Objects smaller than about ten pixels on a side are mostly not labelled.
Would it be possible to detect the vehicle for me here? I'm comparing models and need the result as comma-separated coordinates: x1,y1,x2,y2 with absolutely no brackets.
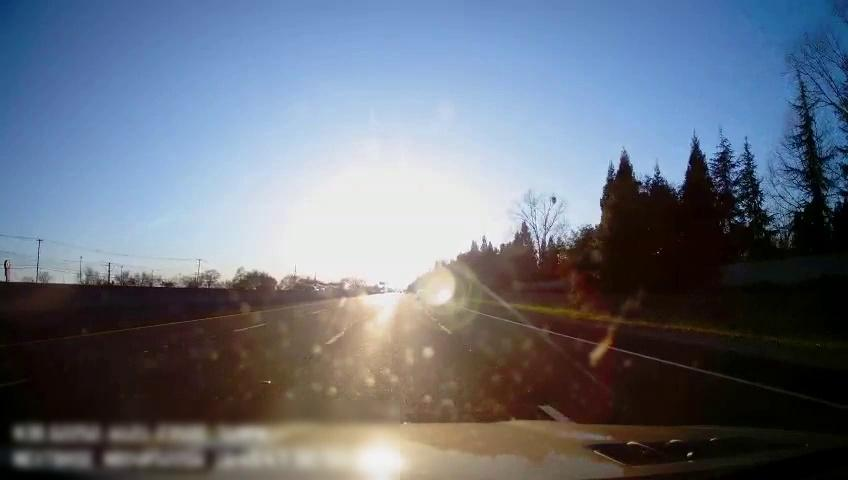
416,289,429,300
